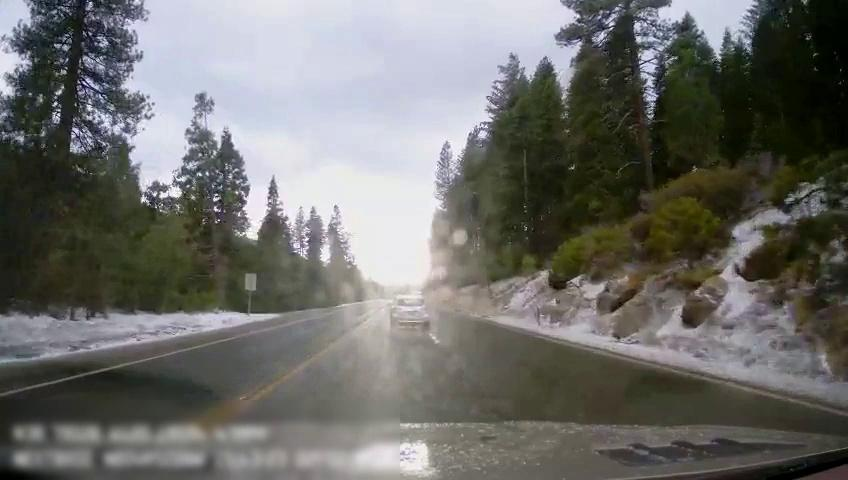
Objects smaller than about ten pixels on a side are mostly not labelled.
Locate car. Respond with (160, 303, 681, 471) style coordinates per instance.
(390, 292, 429, 327)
